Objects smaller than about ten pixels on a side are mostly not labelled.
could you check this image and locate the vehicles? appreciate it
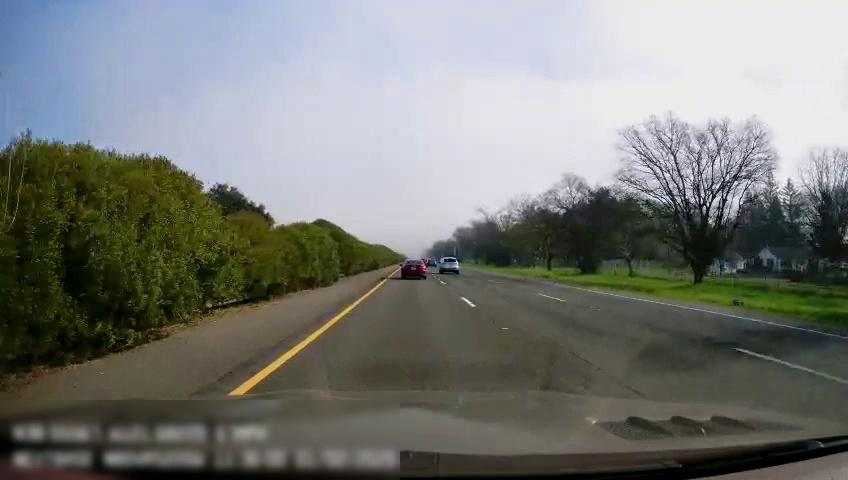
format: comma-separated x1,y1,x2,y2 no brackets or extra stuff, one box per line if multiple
437,257,460,275
425,259,436,267
400,259,428,280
